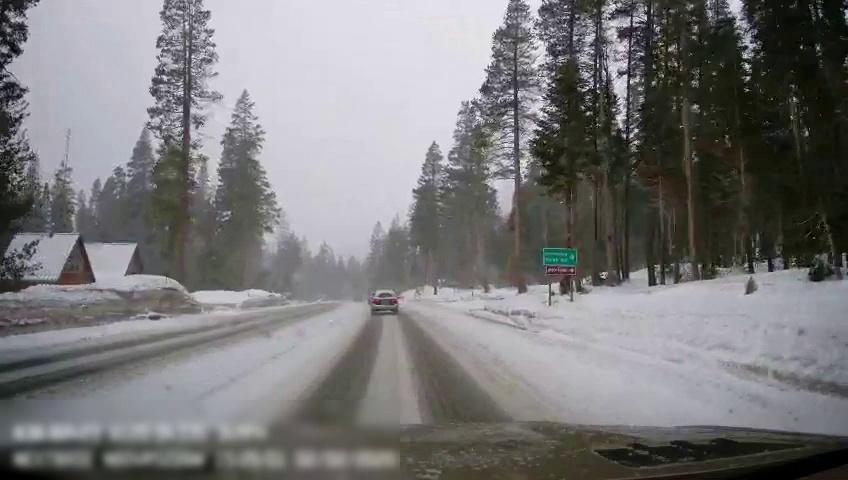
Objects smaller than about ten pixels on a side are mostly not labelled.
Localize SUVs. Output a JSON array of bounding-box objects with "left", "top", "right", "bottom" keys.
[{"left": 369, "top": 288, "right": 400, "bottom": 315}]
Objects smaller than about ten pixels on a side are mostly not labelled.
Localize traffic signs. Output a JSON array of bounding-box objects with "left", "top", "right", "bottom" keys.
[
  {"left": 545, "top": 265, "right": 576, "bottom": 276},
  {"left": 541, "top": 247, "right": 578, "bottom": 268}
]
